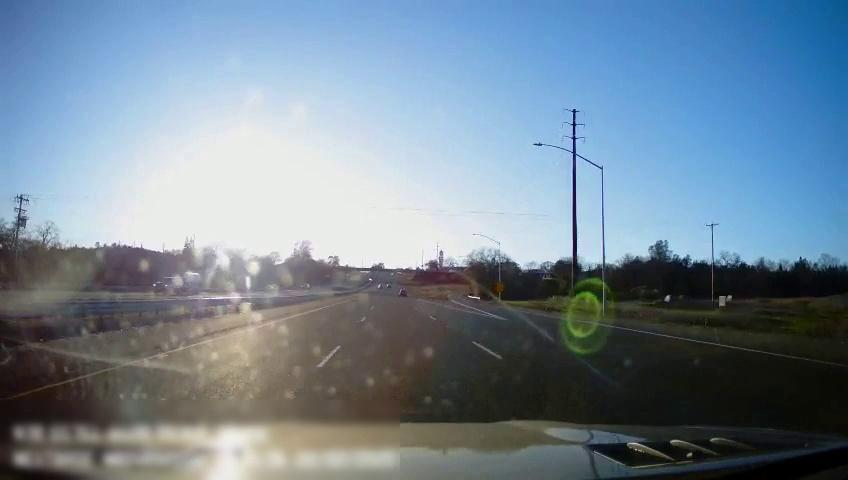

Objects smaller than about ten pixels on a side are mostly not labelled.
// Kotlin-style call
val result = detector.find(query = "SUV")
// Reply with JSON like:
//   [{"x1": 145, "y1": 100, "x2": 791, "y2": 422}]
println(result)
[{"x1": 152, "y1": 277, "x2": 187, "y2": 296}]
